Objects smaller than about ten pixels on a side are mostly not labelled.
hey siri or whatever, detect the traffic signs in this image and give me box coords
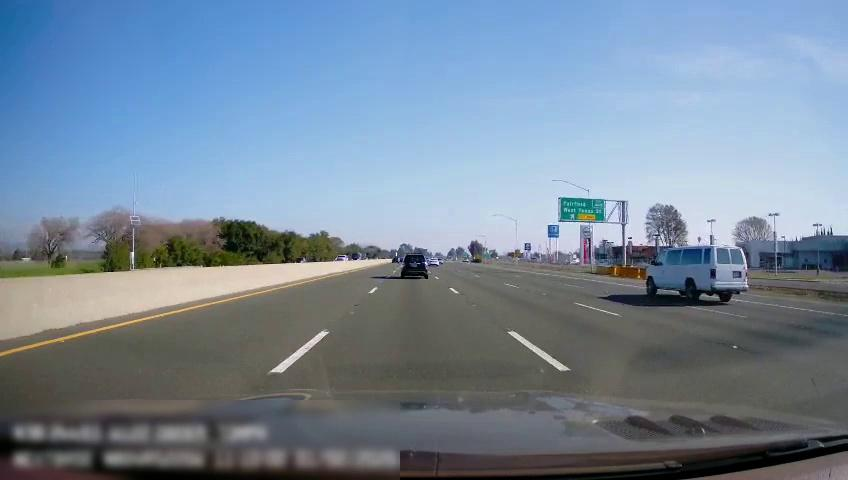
[560,196,605,223]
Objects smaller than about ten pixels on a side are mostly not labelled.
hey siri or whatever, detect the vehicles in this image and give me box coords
[333,254,349,262]
[645,244,750,304]
[400,253,430,280]
[428,257,440,267]
[293,257,308,264]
